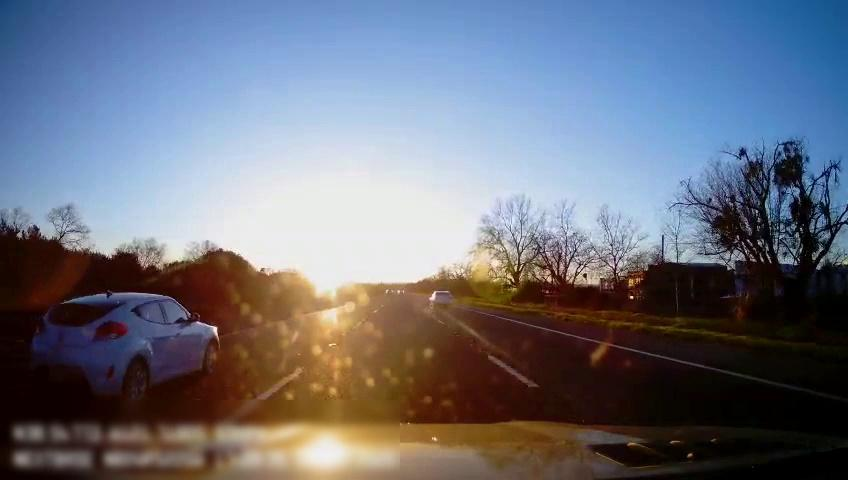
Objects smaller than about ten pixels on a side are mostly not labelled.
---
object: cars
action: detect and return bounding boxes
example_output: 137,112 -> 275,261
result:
27,292 -> 221,412
430,291 -> 452,307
